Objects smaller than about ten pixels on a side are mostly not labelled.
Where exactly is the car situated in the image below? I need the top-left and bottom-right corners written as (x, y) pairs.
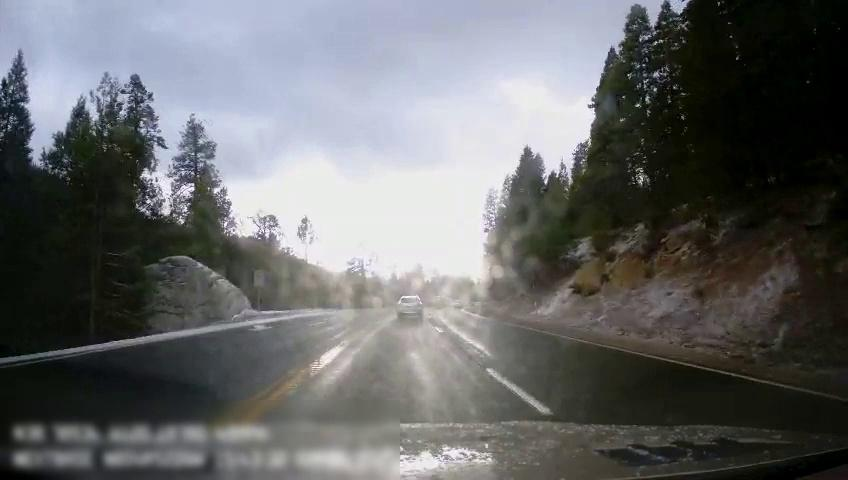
top-left (397, 296), bottom-right (424, 320)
